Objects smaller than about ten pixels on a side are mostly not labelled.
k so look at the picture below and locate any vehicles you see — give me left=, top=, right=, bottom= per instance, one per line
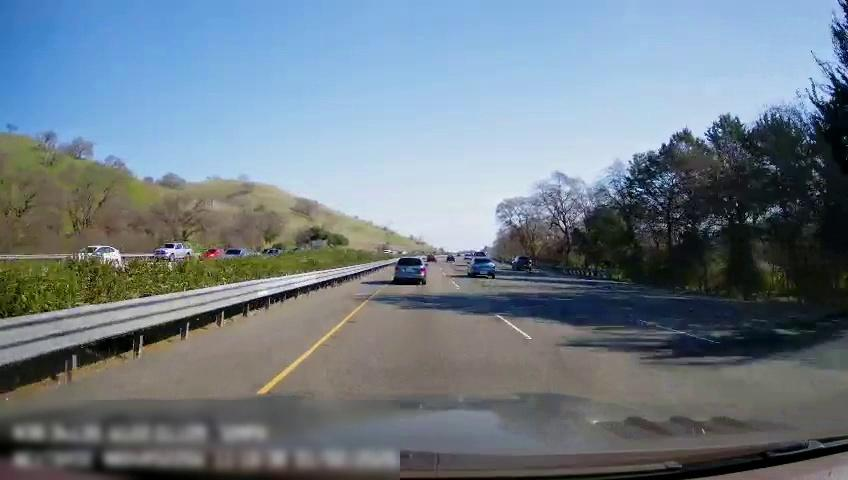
left=511, top=255, right=533, bottom=272
left=425, top=254, right=436, bottom=262
left=223, top=248, right=251, bottom=257
left=69, top=245, right=123, bottom=268
left=393, top=257, right=429, bottom=285
left=446, top=253, right=455, bottom=262
left=466, top=256, right=496, bottom=279
left=153, top=243, right=193, bottom=262
left=474, top=252, right=486, bottom=258
left=199, top=248, right=224, bottom=260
